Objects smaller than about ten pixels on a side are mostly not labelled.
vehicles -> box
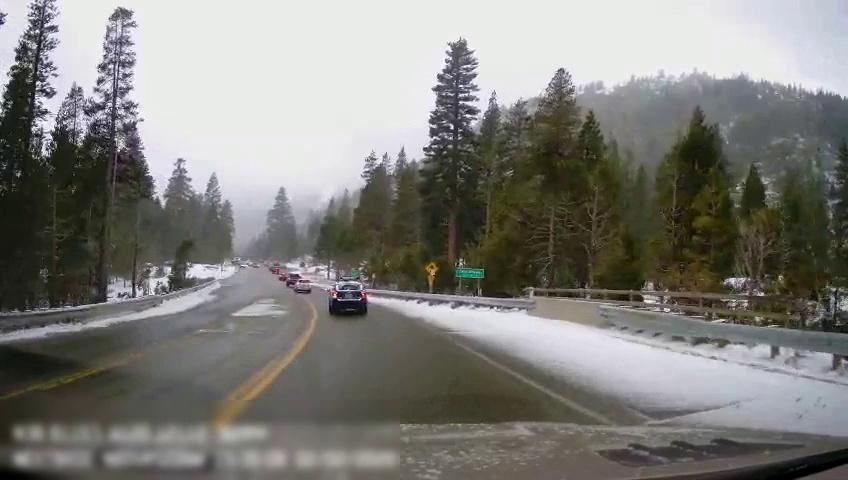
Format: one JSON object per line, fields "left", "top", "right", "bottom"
{"left": 278, "top": 272, "right": 289, "bottom": 281}
{"left": 326, "top": 275, "right": 368, "bottom": 315}
{"left": 285, "top": 273, "right": 302, "bottom": 287}
{"left": 293, "top": 278, "right": 312, "bottom": 294}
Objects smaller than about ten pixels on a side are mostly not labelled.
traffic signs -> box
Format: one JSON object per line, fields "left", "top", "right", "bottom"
{"left": 425, "top": 261, "right": 439, "bottom": 275}
{"left": 455, "top": 267, "right": 486, "bottom": 280}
